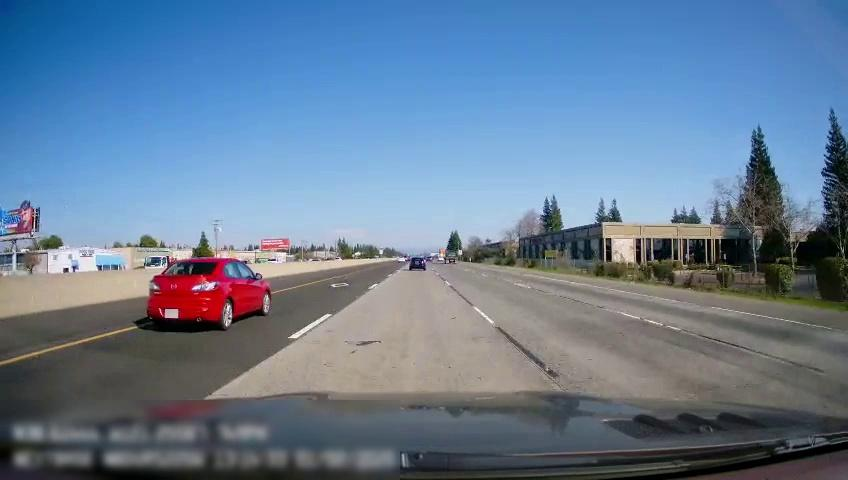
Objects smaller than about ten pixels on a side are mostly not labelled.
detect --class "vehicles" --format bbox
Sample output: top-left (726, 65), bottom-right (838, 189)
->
top-left (143, 255), bottom-right (177, 269)
top-left (267, 256), bottom-right (283, 264)
top-left (443, 252), bottom-right (457, 265)
top-left (145, 256), bottom-right (274, 331)
top-left (408, 257), bottom-right (426, 271)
